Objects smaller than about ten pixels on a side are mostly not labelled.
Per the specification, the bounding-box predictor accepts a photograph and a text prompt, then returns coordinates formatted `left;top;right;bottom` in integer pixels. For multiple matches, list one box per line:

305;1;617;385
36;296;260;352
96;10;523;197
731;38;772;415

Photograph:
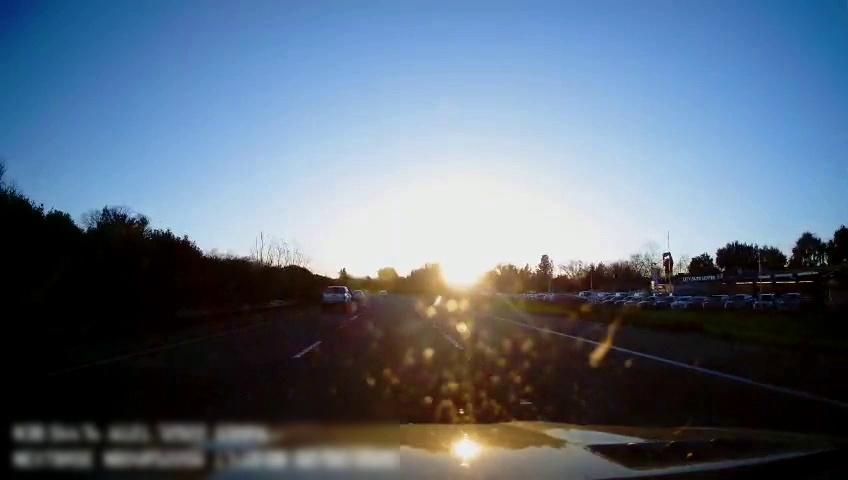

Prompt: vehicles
752;292;778;312
354;290;370;304
704;294;731;311
670;296;693;311
376;290;389;301
614;295;645;306
686;295;711;311
319;286;354;317
599;295;625;305
652;296;677;310
639;295;662;310
777;292;806;313
725;293;756;312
